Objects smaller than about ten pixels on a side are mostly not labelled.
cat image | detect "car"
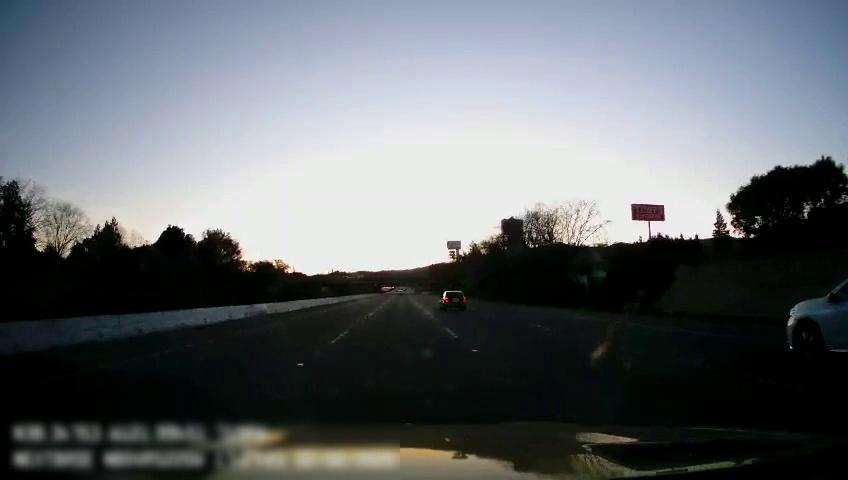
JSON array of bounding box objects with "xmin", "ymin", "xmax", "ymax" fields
[{"xmin": 439, "ymin": 290, "xmax": 467, "ymax": 312}]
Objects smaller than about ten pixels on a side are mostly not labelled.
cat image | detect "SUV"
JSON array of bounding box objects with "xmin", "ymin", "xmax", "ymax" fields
[{"xmin": 786, "ymin": 279, "xmax": 848, "ymax": 369}]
